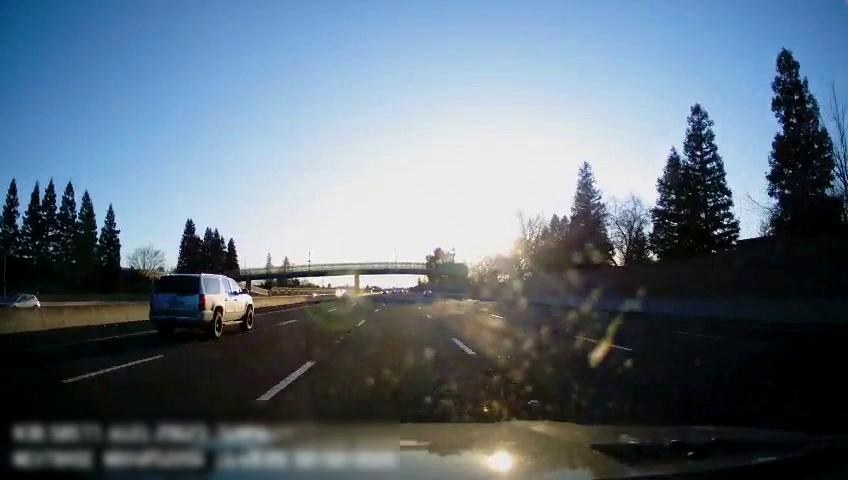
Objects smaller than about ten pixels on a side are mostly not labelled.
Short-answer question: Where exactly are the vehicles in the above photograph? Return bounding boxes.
[149,273,256,340]
[422,288,434,297]
[0,292,40,309]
